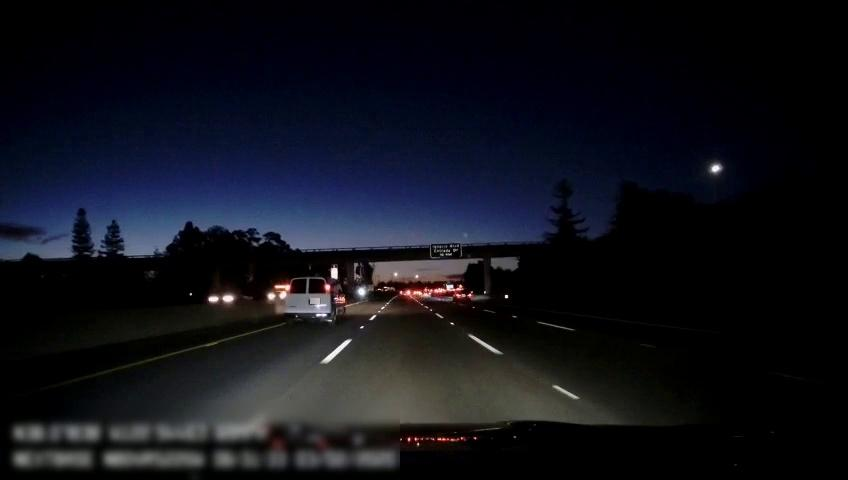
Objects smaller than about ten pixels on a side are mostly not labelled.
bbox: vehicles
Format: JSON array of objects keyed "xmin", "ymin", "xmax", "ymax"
[
  {"xmin": 207, "ymin": 287, "xmax": 253, "ymax": 305},
  {"xmin": 267, "ymin": 284, "xmax": 290, "ymax": 303},
  {"xmin": 451, "ymin": 288, "xmax": 473, "ymax": 303},
  {"xmin": 284, "ymin": 277, "xmax": 346, "ymax": 325}
]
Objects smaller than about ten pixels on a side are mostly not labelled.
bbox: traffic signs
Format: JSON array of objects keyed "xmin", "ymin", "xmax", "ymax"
[{"xmin": 429, "ymin": 242, "xmax": 464, "ymax": 260}]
